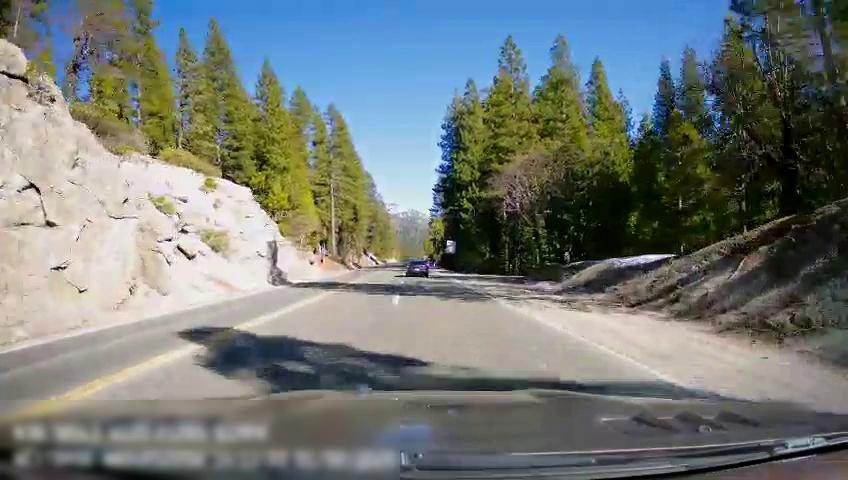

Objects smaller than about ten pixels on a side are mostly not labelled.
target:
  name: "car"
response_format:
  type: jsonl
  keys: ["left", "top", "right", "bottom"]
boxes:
{"left": 406, "top": 260, "right": 429, "bottom": 278}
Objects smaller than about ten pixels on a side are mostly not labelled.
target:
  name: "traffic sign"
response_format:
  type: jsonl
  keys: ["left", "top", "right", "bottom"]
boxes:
{"left": 445, "top": 240, "right": 456, "bottom": 253}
